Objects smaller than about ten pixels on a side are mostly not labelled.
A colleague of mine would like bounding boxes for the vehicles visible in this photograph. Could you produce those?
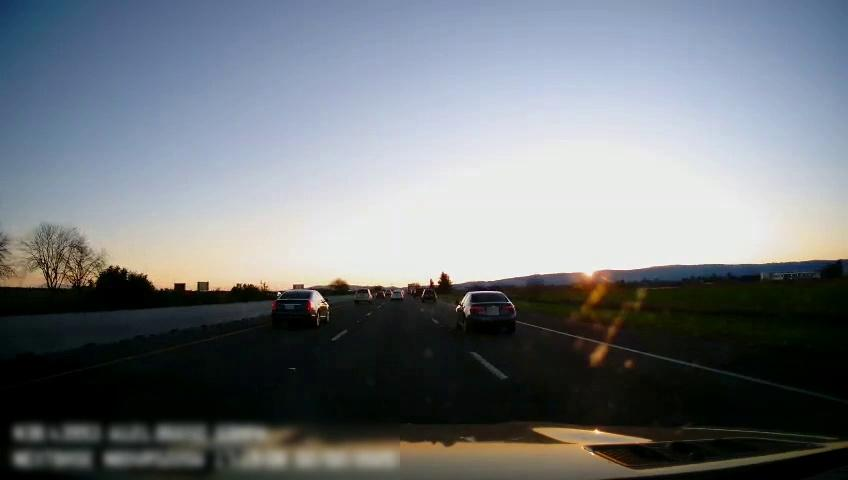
[391,290,404,301]
[375,291,386,300]
[413,288,425,299]
[407,283,414,294]
[354,287,374,305]
[271,289,331,329]
[455,291,518,334]
[420,287,437,302]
